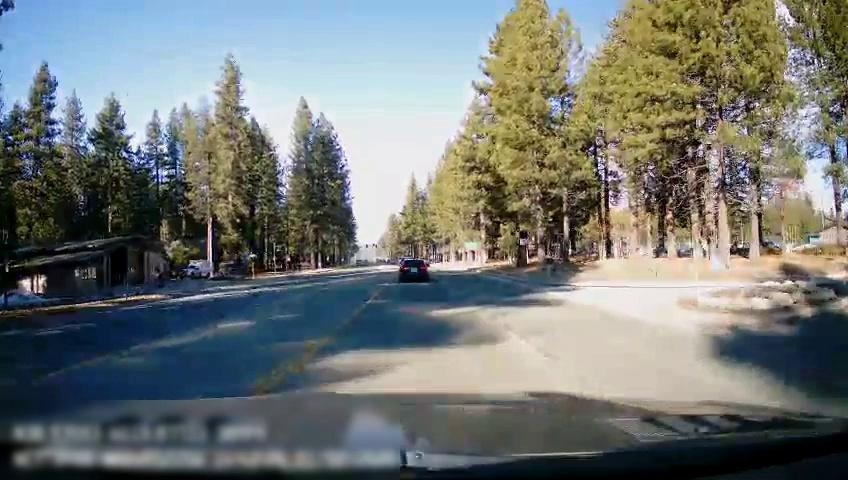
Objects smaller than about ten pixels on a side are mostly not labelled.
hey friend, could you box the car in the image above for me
[400,257,430,281]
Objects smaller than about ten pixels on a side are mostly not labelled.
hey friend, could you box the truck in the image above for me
[184,263,209,280]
